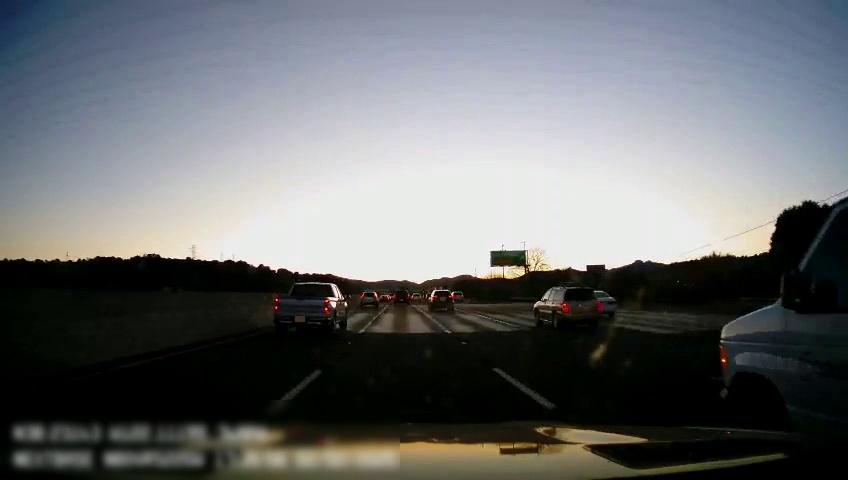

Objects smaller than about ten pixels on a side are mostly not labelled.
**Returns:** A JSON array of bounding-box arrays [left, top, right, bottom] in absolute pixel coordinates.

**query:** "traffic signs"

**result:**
[[489, 249, 527, 268]]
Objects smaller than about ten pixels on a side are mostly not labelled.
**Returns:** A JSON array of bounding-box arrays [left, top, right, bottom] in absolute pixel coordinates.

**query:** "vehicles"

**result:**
[[272, 282, 352, 335], [594, 289, 616, 318], [360, 291, 380, 307], [452, 290, 464, 302], [393, 288, 411, 305], [411, 292, 423, 302], [427, 289, 454, 311], [534, 287, 602, 329], [719, 200, 848, 438], [380, 294, 391, 302]]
